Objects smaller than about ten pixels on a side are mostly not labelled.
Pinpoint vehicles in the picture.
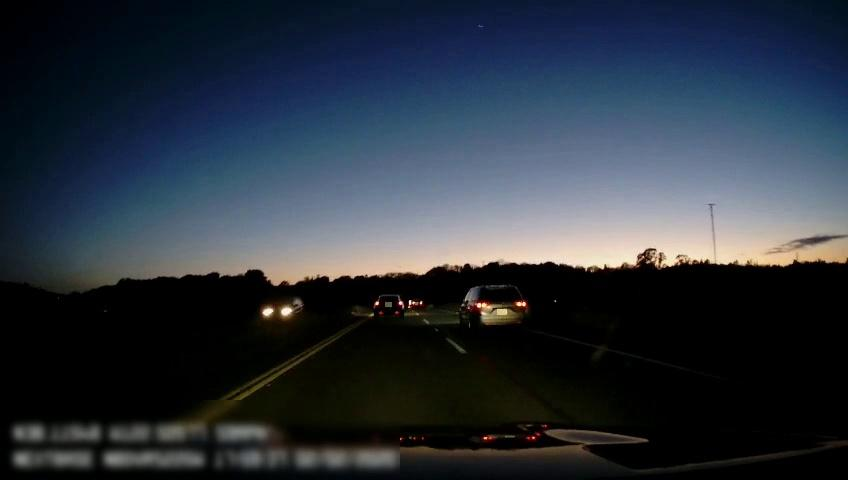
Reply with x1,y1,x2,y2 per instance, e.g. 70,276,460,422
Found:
411,299,423,309
373,295,406,322
460,284,527,331
261,296,306,321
